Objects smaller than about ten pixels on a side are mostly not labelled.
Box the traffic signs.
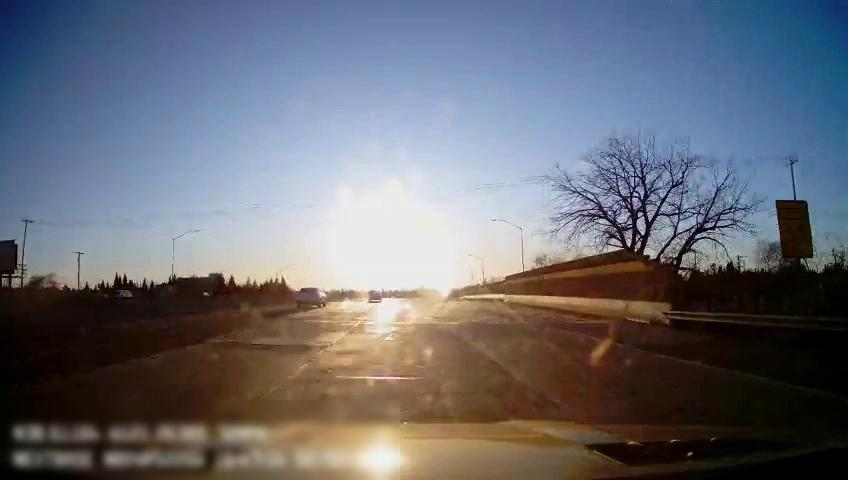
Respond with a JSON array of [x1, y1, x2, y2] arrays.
[[775, 199, 815, 260]]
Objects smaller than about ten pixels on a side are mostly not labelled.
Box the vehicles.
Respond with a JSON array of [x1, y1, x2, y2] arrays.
[[368, 290, 381, 302], [296, 288, 328, 308], [113, 290, 133, 298]]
